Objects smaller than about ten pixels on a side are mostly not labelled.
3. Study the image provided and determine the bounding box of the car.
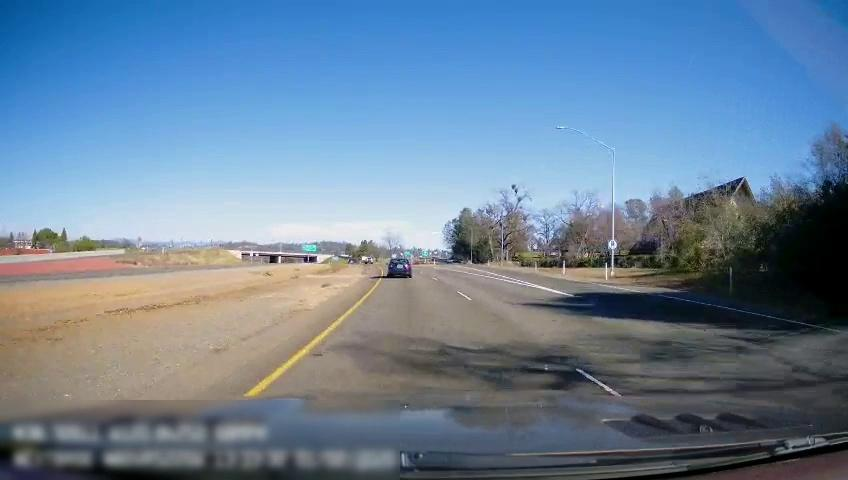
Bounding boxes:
[385,256,413,280]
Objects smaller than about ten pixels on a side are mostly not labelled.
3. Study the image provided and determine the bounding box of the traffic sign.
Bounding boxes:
[303,245,321,253]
